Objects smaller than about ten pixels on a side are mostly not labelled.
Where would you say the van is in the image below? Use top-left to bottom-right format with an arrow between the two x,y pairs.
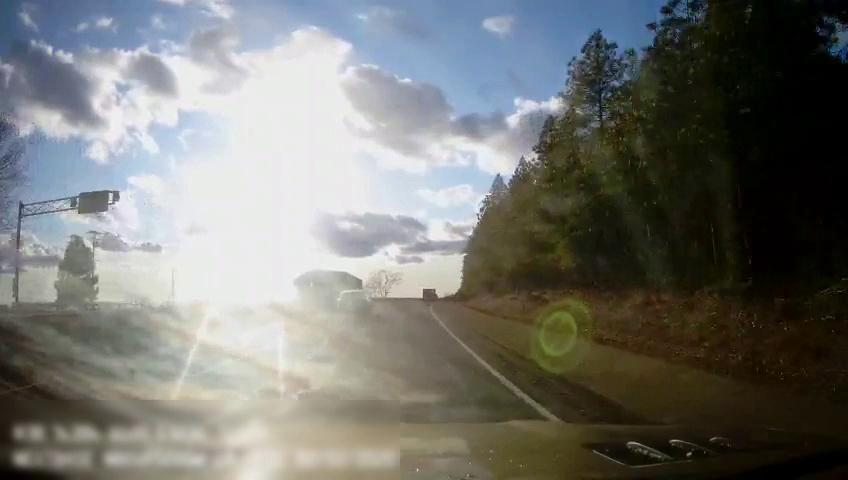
422,287 -> 437,302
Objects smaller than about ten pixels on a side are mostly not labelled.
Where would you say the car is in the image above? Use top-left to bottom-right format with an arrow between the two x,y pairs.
337,291 -> 369,315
